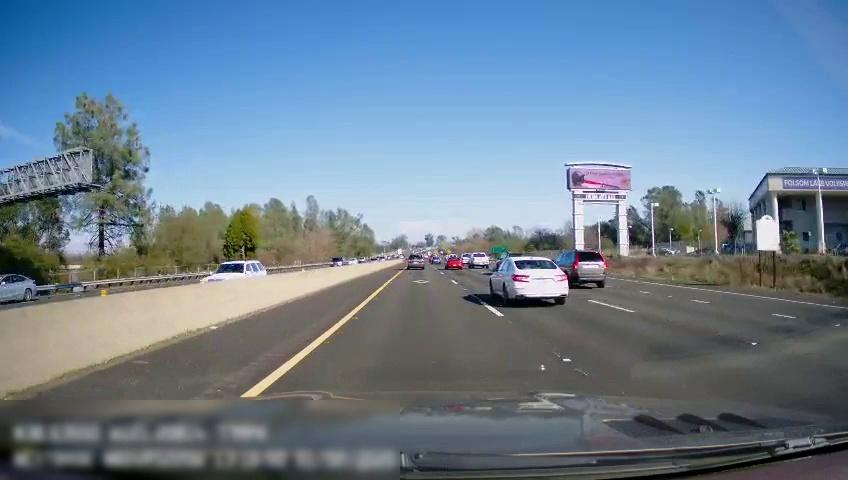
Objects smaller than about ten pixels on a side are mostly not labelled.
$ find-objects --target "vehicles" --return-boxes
[0,273,37,302]
[458,252,476,266]
[199,260,267,284]
[445,258,464,271]
[496,253,525,271]
[489,258,569,307]
[407,255,425,270]
[554,249,608,288]
[468,252,490,269]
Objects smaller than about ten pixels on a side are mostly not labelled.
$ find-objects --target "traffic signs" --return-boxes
[8,148,96,202]
[756,219,779,251]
